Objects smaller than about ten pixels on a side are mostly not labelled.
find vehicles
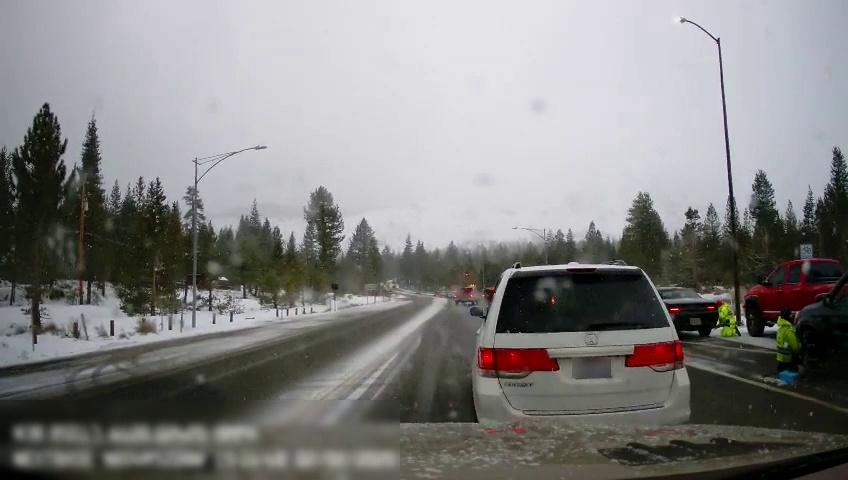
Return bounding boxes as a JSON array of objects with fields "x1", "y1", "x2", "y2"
[
  {"x1": 655, "y1": 286, "x2": 720, "y2": 336},
  {"x1": 467, "y1": 261, "x2": 692, "y2": 424},
  {"x1": 481, "y1": 285, "x2": 495, "y2": 302},
  {"x1": 744, "y1": 258, "x2": 843, "y2": 336},
  {"x1": 791, "y1": 269, "x2": 848, "y2": 370},
  {"x1": 454, "y1": 285, "x2": 480, "y2": 306}
]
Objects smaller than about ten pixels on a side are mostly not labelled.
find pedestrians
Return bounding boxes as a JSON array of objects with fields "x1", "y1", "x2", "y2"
[
  {"x1": 714, "y1": 299, "x2": 742, "y2": 337},
  {"x1": 775, "y1": 307, "x2": 800, "y2": 370}
]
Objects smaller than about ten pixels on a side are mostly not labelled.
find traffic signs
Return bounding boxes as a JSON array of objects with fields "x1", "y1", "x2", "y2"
[{"x1": 800, "y1": 243, "x2": 813, "y2": 260}]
